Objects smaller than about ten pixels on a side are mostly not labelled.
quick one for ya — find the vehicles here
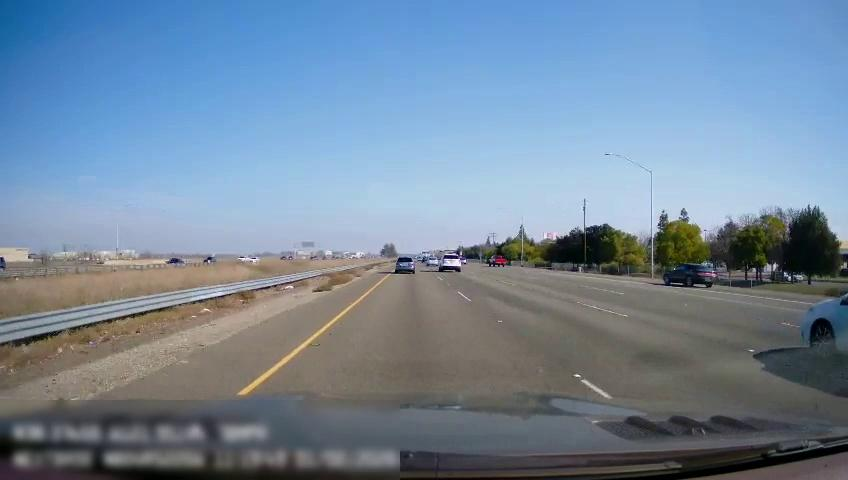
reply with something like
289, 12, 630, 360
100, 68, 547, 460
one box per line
247, 256, 262, 264
164, 257, 185, 265
438, 254, 462, 273
202, 256, 217, 265
426, 256, 439, 267
394, 257, 416, 275
662, 264, 716, 289
0, 256, 8, 273
457, 255, 467, 265
488, 255, 506, 268
799, 290, 848, 368
236, 255, 251, 263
